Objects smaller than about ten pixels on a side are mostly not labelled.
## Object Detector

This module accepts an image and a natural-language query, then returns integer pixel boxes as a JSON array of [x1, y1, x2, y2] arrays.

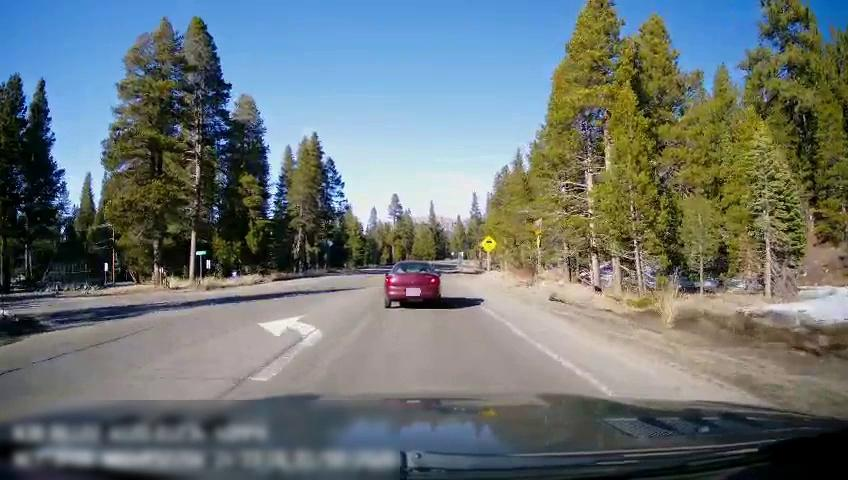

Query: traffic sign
[[479, 234, 499, 252]]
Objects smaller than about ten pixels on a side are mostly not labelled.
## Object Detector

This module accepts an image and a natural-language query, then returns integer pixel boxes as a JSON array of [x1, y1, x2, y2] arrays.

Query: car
[[383, 261, 440, 308]]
